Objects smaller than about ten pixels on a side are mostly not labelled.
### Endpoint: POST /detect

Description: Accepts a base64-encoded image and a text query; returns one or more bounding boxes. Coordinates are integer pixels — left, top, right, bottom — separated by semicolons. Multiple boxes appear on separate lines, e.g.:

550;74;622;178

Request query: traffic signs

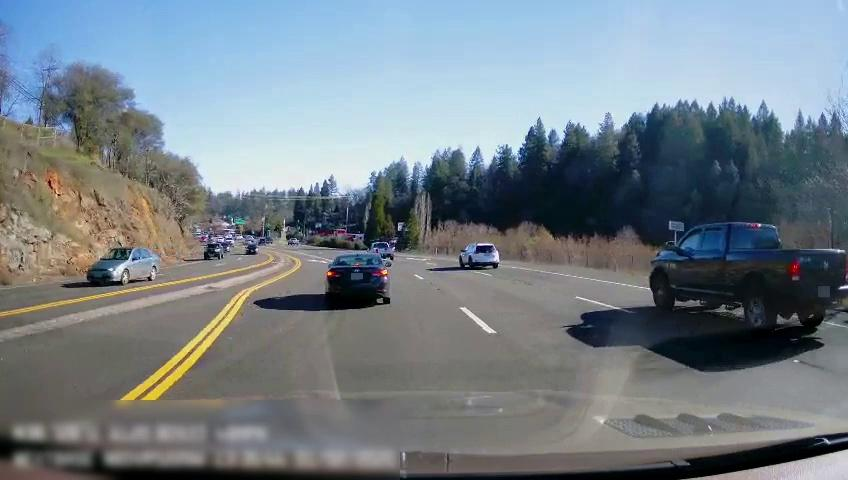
232;217;246;226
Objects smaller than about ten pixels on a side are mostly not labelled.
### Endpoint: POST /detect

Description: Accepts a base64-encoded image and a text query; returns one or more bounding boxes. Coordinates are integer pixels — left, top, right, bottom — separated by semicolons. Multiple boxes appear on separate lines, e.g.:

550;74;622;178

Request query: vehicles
246;244;259;255
366;241;396;262
287;238;301;246
458;243;500;271
203;243;225;261
324;253;393;306
86;246;162;287
648;222;848;340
